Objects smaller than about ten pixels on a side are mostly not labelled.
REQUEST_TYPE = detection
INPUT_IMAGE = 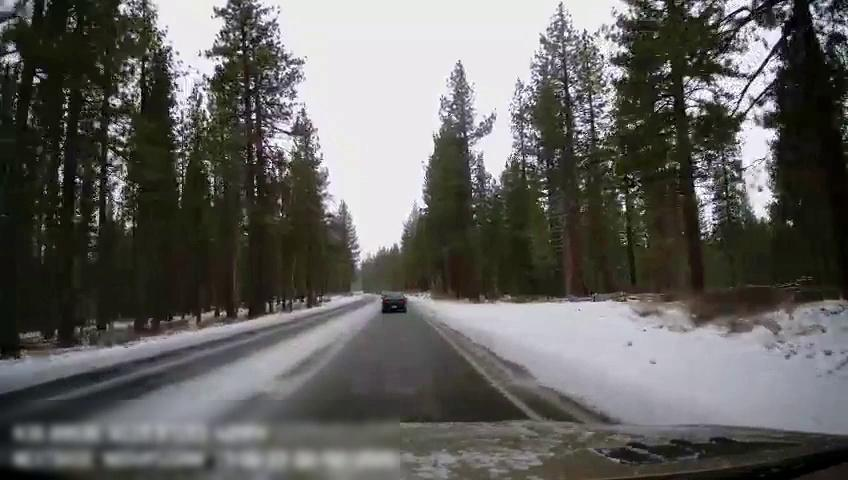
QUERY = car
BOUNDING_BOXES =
[381,290,408,313]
